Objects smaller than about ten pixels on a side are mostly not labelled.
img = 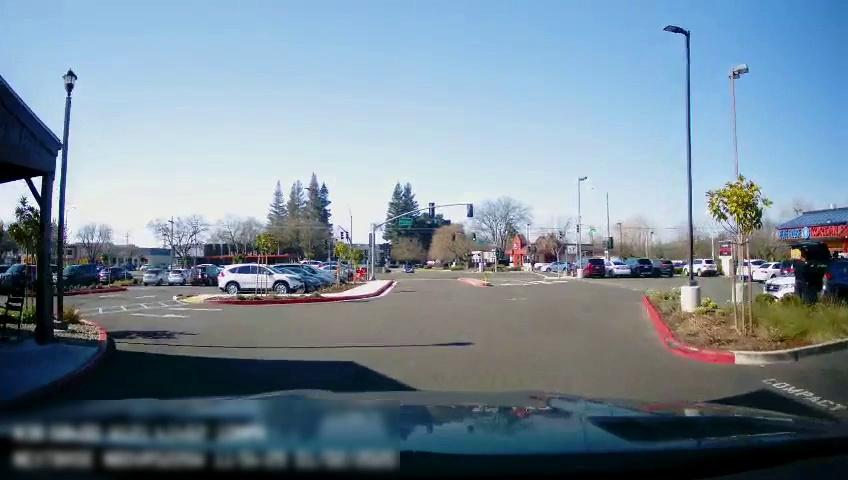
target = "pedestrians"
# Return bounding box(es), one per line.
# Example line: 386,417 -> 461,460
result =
794,261 -> 826,304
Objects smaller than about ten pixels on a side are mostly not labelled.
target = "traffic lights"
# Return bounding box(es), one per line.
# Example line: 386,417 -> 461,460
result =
466,203 -> 473,217
428,202 -> 435,217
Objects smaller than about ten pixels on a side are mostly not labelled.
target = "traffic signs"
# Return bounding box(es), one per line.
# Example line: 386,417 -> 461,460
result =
399,216 -> 416,226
